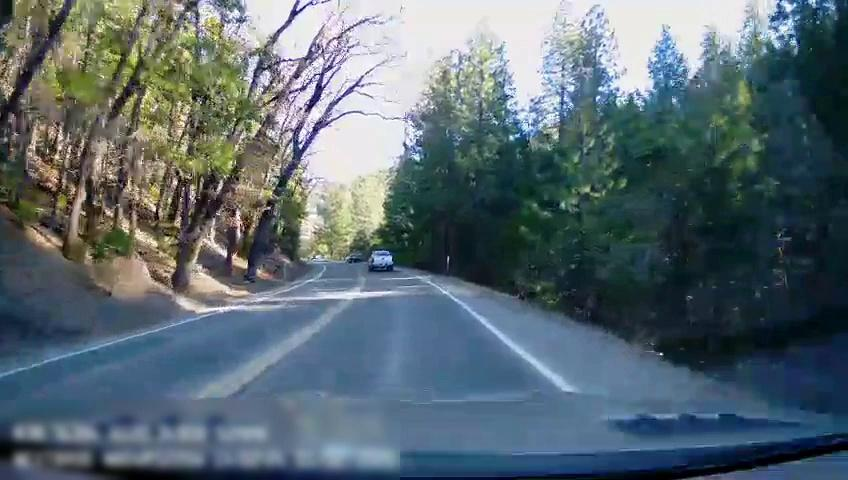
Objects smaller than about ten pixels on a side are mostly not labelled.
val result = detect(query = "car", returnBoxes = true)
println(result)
[347,253,362,264]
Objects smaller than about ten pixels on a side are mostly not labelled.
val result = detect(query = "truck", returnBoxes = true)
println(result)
[369,250,394,272]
